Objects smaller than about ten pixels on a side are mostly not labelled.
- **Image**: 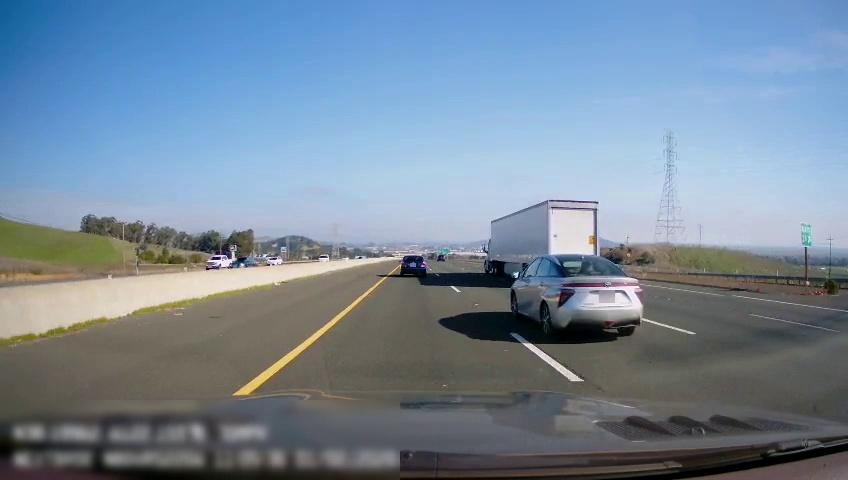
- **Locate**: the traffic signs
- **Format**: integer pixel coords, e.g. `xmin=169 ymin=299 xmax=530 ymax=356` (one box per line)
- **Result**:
xmin=800 ymin=223 xmax=814 ymax=248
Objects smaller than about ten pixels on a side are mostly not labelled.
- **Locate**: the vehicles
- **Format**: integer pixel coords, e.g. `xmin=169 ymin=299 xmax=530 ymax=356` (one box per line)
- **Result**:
xmin=436 ymin=254 xmax=446 ymax=262
xmin=400 ymin=255 xmax=427 ymax=278
xmin=482 ymin=199 xmax=601 ymax=279
xmin=205 ymin=254 xmax=236 ymax=271
xmin=509 ymin=254 xmax=644 ymax=343
xmin=227 ymin=256 xmax=259 ymax=270
xmin=265 ymin=256 xmax=283 ymax=266
xmin=318 ymin=254 xmax=330 ymax=263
